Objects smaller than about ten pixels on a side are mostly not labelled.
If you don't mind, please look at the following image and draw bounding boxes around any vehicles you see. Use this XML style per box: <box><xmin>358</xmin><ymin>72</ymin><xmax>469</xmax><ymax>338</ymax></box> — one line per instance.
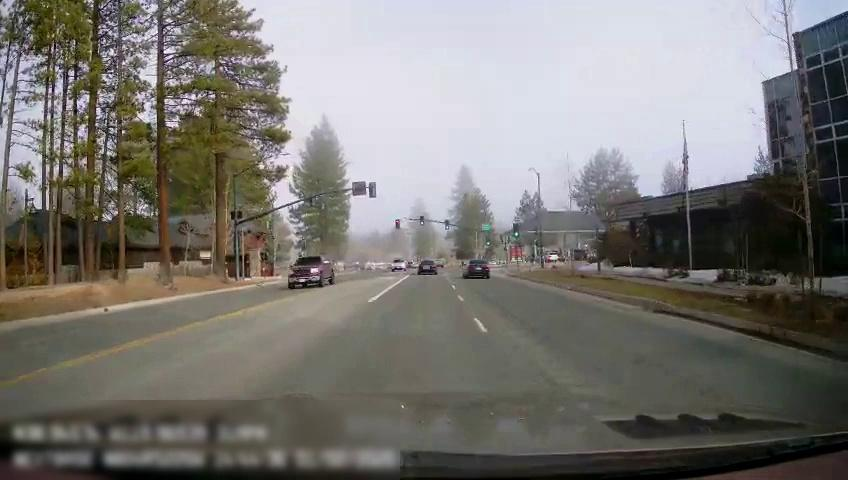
<box><xmin>288</xmin><ymin>254</ymin><xmax>336</xmax><ymax>289</ymax></box>
<box><xmin>433</xmin><ymin>257</ymin><xmax>446</xmax><ymax>268</ymax></box>
<box><xmin>392</xmin><ymin>259</ymin><xmax>406</xmax><ymax>272</ymax></box>
<box><xmin>544</xmin><ymin>252</ymin><xmax>559</xmax><ymax>264</ymax></box>
<box><xmin>417</xmin><ymin>258</ymin><xmax>438</xmax><ymax>275</ymax></box>
<box><xmin>463</xmin><ymin>257</ymin><xmax>489</xmax><ymax>279</ymax></box>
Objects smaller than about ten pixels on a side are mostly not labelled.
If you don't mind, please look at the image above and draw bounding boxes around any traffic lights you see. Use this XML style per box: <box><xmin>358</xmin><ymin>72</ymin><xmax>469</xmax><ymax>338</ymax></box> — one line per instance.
<box><xmin>419</xmin><ymin>216</ymin><xmax>425</xmax><ymax>227</ymax></box>
<box><xmin>444</xmin><ymin>219</ymin><xmax>449</xmax><ymax>230</ymax></box>
<box><xmin>368</xmin><ymin>181</ymin><xmax>377</xmax><ymax>198</ymax></box>
<box><xmin>512</xmin><ymin>224</ymin><xmax>520</xmax><ymax>240</ymax></box>
<box><xmin>309</xmin><ymin>196</ymin><xmax>316</xmax><ymax>207</ymax></box>
<box><xmin>394</xmin><ymin>219</ymin><xmax>401</xmax><ymax>231</ymax></box>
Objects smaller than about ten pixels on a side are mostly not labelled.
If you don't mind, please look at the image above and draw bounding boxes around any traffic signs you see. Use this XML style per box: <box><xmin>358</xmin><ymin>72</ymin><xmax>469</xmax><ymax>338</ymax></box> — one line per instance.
<box><xmin>480</xmin><ymin>224</ymin><xmax>493</xmax><ymax>233</ymax></box>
